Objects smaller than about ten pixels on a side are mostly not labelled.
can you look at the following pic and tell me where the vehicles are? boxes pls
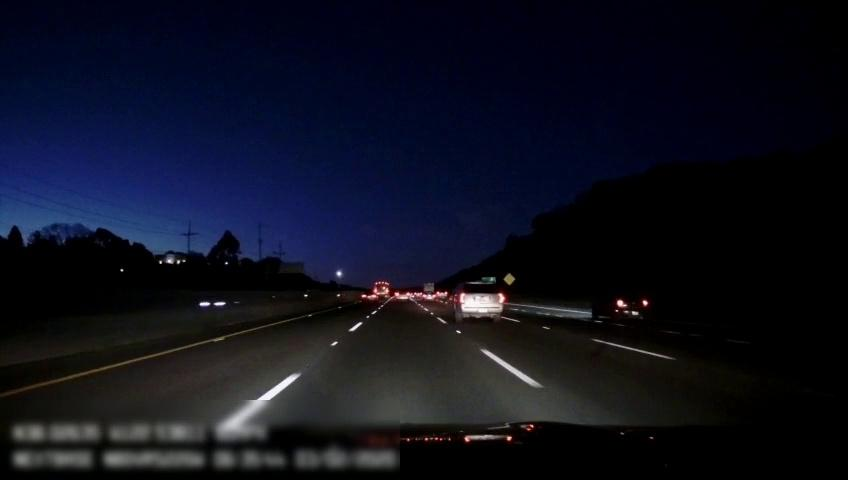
[451,283,505,321]
[195,293,234,309]
[592,288,652,324]
[372,280,390,298]
[422,291,434,302]
[435,290,449,302]
[395,288,411,301]
[359,291,378,304]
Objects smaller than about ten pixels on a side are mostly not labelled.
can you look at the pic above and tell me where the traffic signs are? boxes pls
[482,277,497,283]
[502,273,516,286]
